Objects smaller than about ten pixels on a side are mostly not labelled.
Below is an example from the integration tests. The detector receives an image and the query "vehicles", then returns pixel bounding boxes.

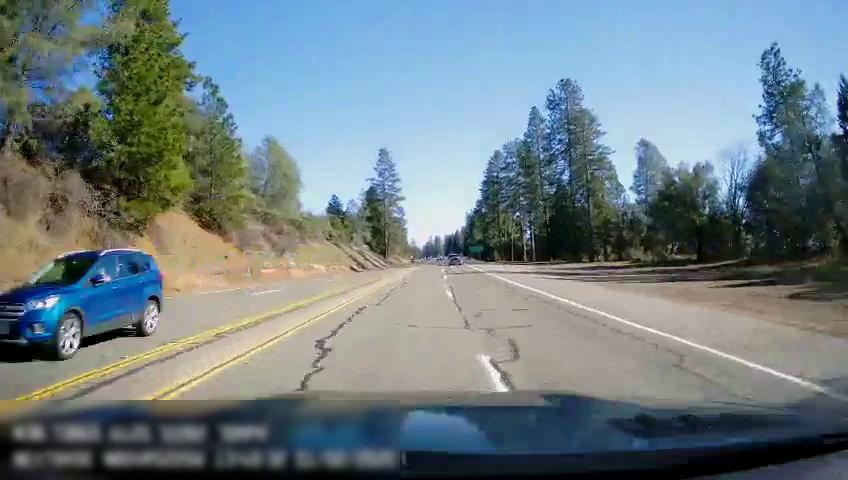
[448,256,462,266]
[447,253,457,261]
[0,247,165,360]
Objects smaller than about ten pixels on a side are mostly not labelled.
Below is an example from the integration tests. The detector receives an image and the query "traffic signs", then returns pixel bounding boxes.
[470,244,485,254]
